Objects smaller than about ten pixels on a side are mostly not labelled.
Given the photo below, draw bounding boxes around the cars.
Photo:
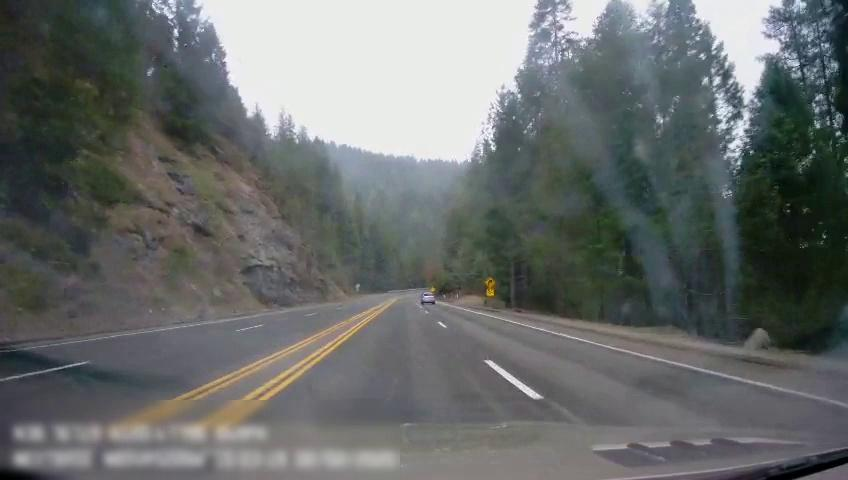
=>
[420,292,435,305]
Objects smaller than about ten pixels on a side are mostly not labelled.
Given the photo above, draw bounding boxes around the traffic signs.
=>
[485,286,495,297]
[485,278,495,287]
